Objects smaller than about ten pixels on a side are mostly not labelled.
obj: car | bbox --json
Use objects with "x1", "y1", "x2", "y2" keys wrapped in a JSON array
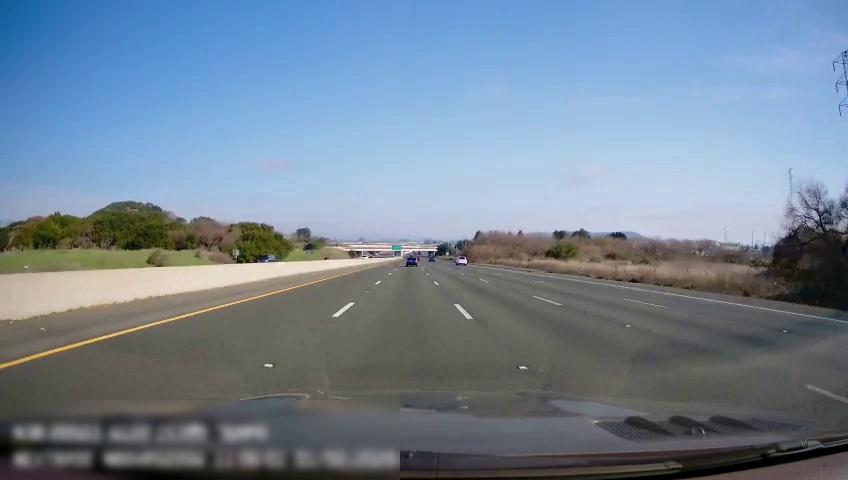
[{"x1": 406, "y1": 257, "x2": 418, "y2": 267}]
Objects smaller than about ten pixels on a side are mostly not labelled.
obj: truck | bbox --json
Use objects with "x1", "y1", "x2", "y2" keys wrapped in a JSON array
[{"x1": 252, "y1": 254, "x2": 281, "y2": 264}]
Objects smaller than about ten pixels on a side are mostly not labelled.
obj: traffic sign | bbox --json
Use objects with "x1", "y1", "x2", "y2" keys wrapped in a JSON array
[{"x1": 391, "y1": 245, "x2": 404, "y2": 251}]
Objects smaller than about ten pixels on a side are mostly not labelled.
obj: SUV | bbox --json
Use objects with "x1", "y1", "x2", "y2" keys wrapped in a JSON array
[{"x1": 456, "y1": 256, "x2": 467, "y2": 265}]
